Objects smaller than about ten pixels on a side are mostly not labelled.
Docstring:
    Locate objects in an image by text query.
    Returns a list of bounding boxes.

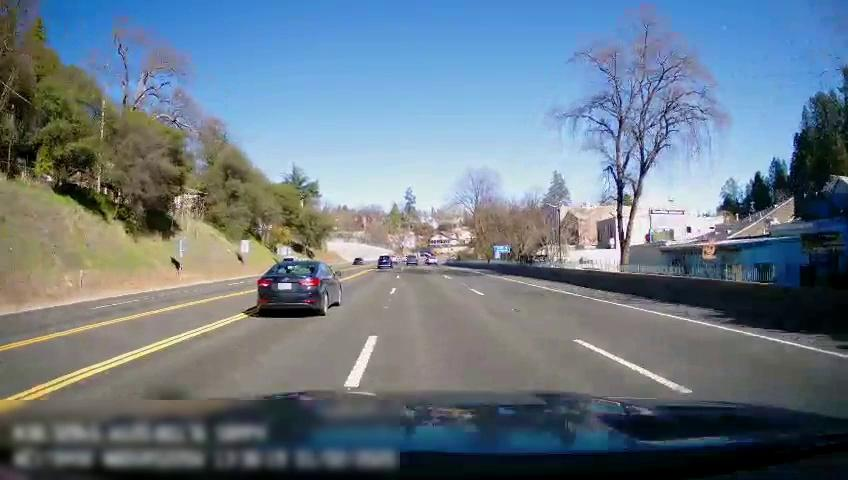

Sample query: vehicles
[352,257,363,266]
[255,260,344,317]
[280,255,299,261]
[407,255,419,264]
[426,256,438,265]
[377,256,394,269]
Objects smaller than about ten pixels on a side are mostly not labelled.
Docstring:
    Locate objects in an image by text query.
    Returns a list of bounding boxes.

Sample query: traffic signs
[495,246,511,253]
